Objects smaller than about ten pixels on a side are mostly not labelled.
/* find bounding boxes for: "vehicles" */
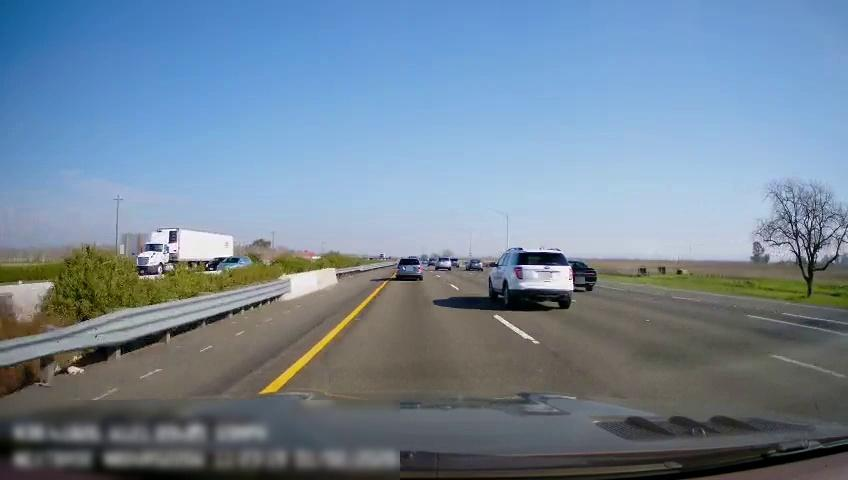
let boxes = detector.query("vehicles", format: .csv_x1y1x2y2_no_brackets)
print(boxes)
434,256,453,272
488,250,574,309
465,258,484,271
135,228,234,276
395,257,423,281
449,258,459,269
569,260,598,292
216,256,253,272
205,256,226,272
